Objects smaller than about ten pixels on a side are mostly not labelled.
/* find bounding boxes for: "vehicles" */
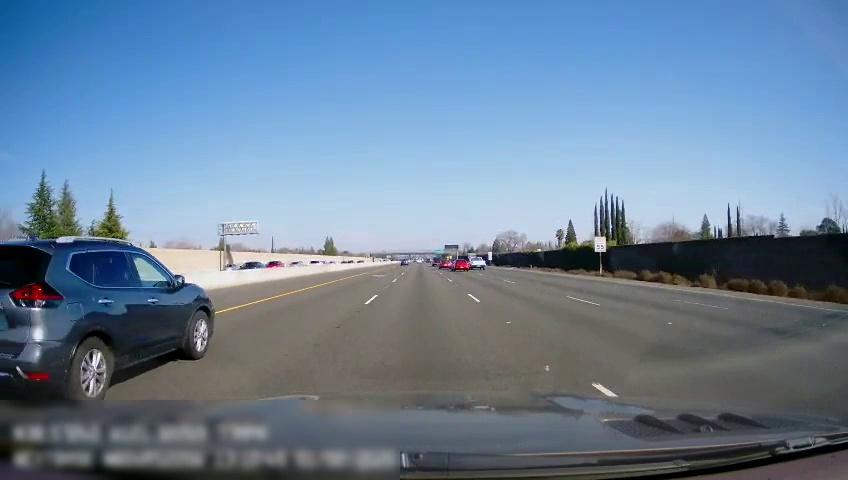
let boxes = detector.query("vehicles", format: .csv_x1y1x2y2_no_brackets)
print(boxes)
469,256,486,270
310,260,323,265
431,257,442,267
236,261,265,271
399,257,410,266
0,237,218,412
263,260,286,269
437,256,453,269
450,258,470,273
